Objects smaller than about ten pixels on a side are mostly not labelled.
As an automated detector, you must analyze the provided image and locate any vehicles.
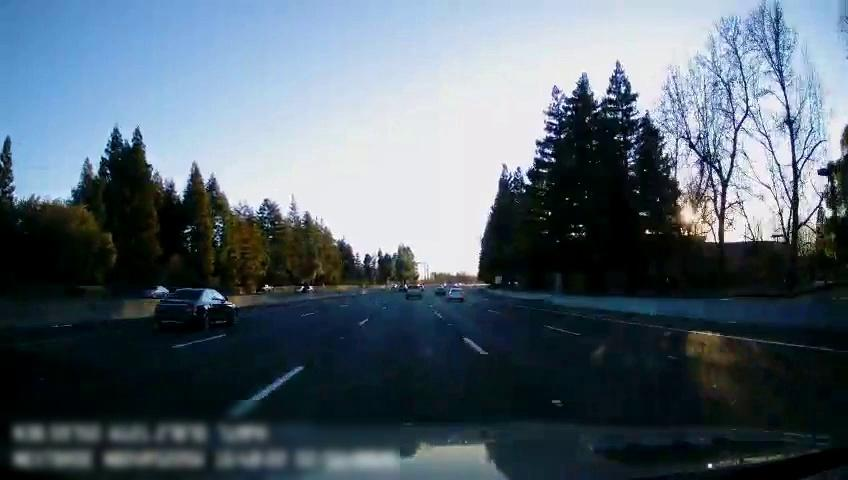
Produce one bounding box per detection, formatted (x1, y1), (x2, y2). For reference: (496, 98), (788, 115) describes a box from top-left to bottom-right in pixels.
(294, 283), (316, 295)
(154, 288), (241, 334)
(447, 287), (464, 301)
(255, 283), (276, 295)
(434, 286), (446, 297)
(138, 284), (170, 300)
(406, 286), (421, 299)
